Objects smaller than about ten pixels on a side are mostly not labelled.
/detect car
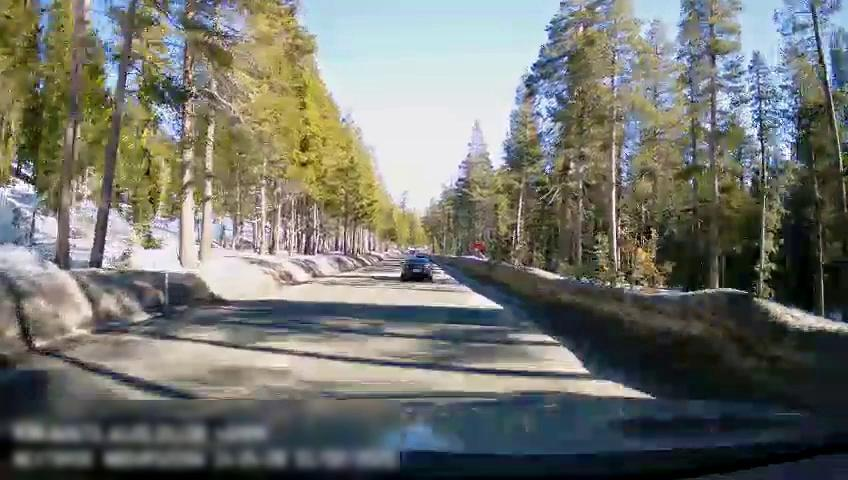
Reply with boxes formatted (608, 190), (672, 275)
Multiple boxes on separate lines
(400, 254), (434, 282)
